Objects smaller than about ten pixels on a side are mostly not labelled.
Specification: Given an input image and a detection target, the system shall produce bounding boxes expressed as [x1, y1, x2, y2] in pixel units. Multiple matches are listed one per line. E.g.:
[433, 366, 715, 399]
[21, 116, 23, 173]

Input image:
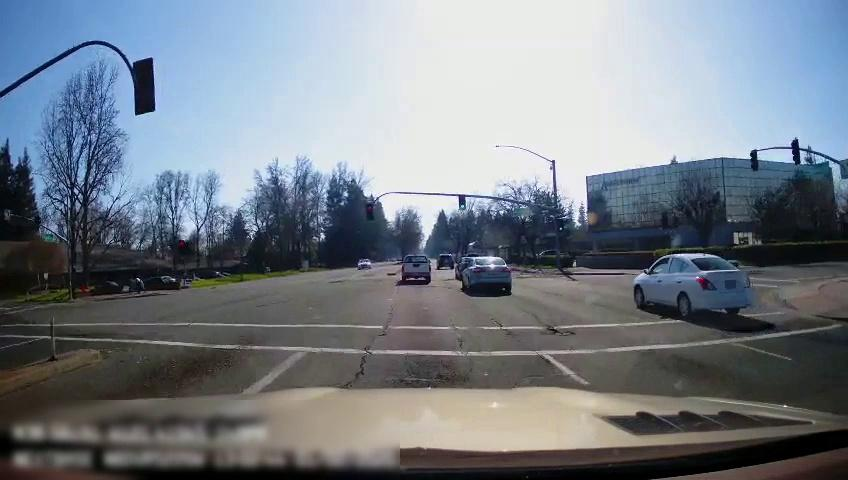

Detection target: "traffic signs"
[513, 207, 530, 217]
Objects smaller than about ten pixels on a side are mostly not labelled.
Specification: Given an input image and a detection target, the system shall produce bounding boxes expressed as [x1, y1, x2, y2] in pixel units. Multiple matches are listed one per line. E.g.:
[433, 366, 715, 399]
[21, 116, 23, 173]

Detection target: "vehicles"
[455, 257, 473, 281]
[401, 254, 431, 282]
[357, 259, 371, 270]
[436, 254, 455, 270]
[462, 257, 512, 295]
[632, 253, 754, 320]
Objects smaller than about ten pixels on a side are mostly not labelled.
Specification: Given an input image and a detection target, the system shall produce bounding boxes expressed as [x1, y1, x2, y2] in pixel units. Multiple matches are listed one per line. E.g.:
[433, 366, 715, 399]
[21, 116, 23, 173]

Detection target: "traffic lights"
[791, 138, 801, 165]
[132, 57, 156, 116]
[32, 214, 40, 230]
[750, 150, 759, 170]
[367, 203, 375, 220]
[458, 194, 465, 210]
